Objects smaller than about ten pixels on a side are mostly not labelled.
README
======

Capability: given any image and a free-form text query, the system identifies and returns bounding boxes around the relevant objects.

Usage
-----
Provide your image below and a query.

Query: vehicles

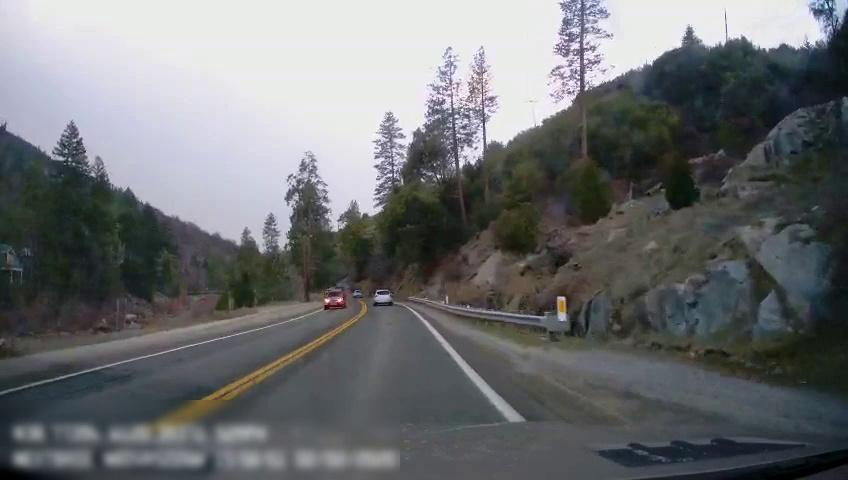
[323,290,347,310]
[373,290,393,307]
[353,289,363,298]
